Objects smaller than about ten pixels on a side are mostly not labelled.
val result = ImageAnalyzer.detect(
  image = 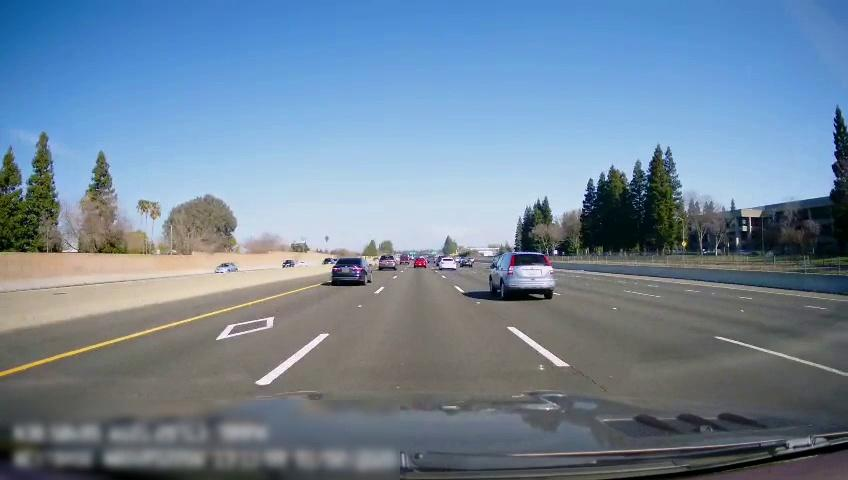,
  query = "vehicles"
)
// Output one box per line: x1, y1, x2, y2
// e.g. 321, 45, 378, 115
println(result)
436, 255, 446, 267
399, 254, 411, 265
321, 257, 335, 265
439, 257, 457, 271
378, 255, 398, 271
331, 257, 373, 286
282, 259, 295, 269
214, 262, 239, 274
459, 258, 473, 268
488, 251, 557, 301
413, 258, 427, 269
